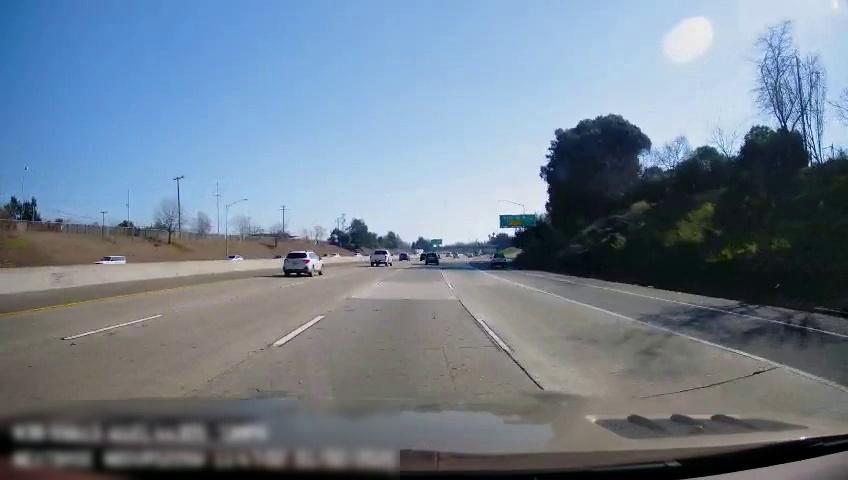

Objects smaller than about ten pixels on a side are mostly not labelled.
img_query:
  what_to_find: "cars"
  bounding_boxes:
[224,254,244,261]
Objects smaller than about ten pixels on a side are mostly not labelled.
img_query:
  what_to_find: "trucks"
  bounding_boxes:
[369,249,394,267]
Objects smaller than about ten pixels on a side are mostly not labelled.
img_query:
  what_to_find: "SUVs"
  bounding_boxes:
[425,252,440,265]
[281,250,325,279]
[397,252,409,261]
[491,253,507,267]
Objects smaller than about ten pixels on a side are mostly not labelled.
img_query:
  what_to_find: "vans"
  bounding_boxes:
[96,256,126,265]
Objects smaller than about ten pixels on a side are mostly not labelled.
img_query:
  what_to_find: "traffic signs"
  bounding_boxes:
[501,214,534,228]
